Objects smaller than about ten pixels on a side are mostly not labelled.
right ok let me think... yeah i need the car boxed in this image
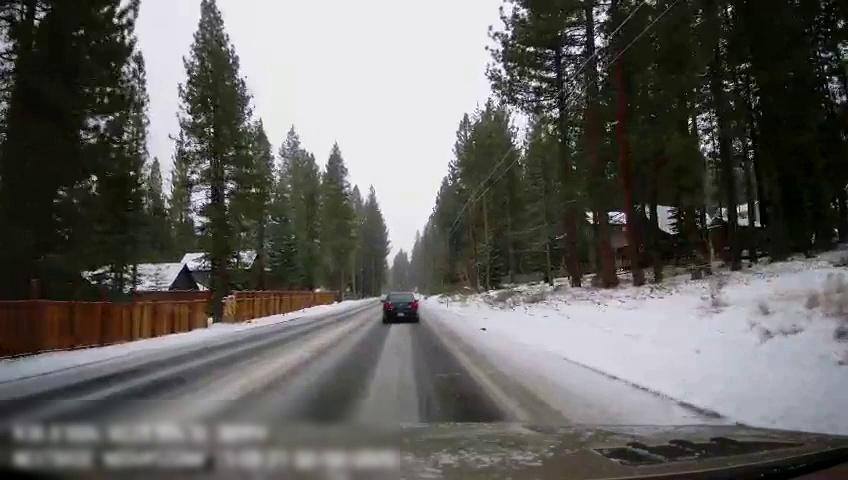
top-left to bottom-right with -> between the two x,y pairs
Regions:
380,292 -> 420,324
